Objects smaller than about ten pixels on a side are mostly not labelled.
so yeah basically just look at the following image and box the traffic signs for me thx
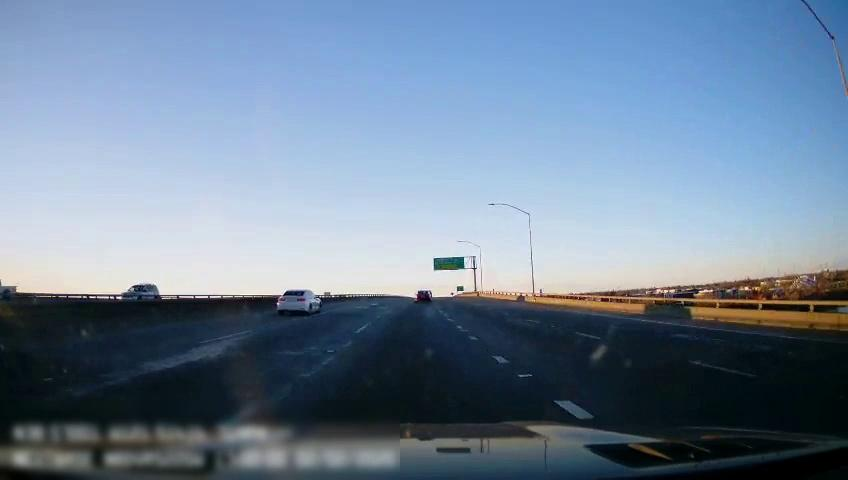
[433,257,464,269]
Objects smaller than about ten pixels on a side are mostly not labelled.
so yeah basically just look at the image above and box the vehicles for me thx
[415,290,431,303]
[121,284,161,300]
[0,279,17,295]
[277,288,323,317]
